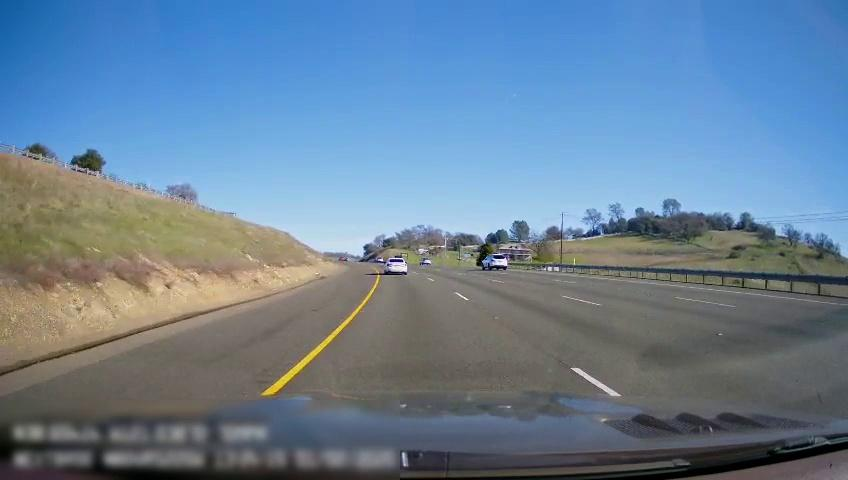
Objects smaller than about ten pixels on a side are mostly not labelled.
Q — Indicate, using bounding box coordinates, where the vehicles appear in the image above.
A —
[374,256,384,264]
[420,259,432,267]
[481,254,508,272]
[390,256,403,262]
[384,258,408,276]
